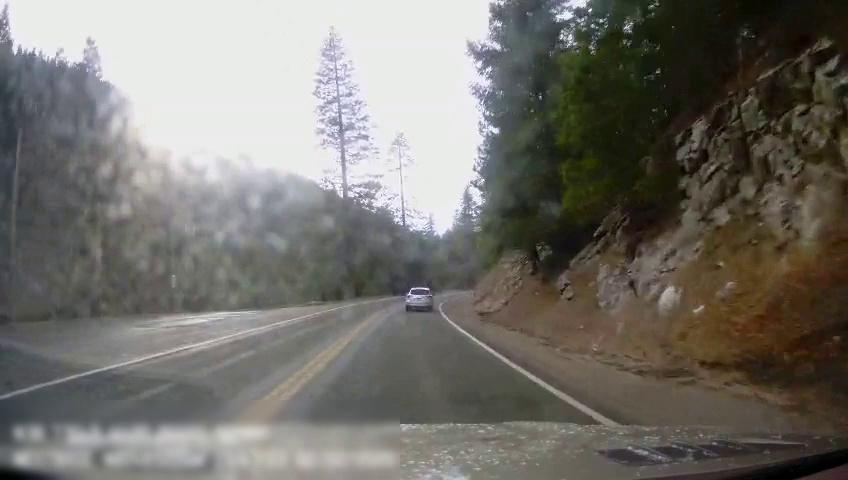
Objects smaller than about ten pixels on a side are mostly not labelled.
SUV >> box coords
[405,286,434,313]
